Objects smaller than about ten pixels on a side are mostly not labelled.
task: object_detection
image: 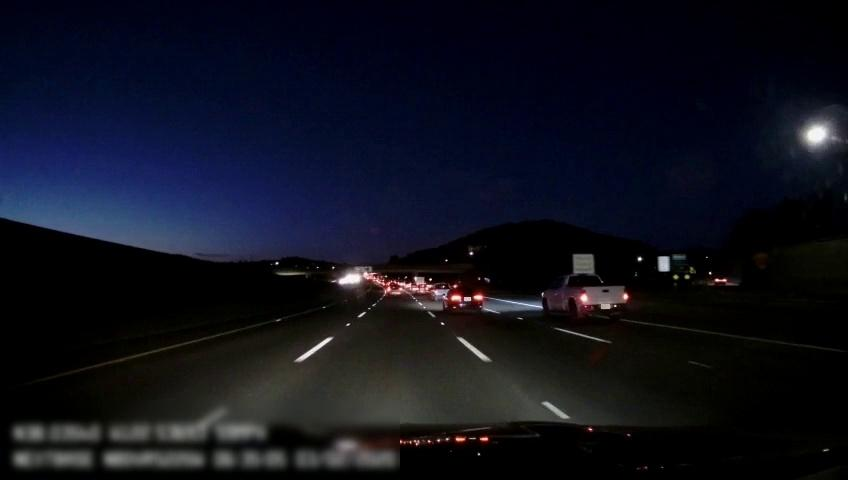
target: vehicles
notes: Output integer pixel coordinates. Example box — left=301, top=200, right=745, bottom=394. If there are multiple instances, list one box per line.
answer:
left=541, top=273, right=627, bottom=320
left=442, top=286, right=484, bottom=311
left=714, top=276, right=727, bottom=286
left=414, top=284, right=429, bottom=295
left=430, top=282, right=450, bottom=302
left=386, top=283, right=403, bottom=297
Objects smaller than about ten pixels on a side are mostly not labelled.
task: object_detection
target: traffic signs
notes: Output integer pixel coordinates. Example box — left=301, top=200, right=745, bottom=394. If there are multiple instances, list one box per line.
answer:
left=754, top=253, right=768, bottom=268
left=573, top=253, right=595, bottom=274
